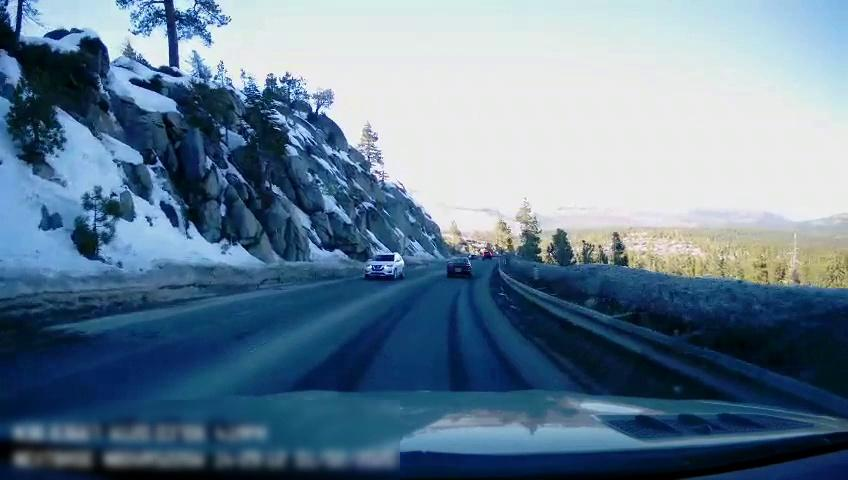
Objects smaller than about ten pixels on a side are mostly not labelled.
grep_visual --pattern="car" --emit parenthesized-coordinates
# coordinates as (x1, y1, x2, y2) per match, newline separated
(446, 258, 472, 278)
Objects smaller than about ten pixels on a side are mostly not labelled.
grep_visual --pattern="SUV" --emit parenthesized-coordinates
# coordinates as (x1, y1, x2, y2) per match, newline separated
(364, 252, 404, 280)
